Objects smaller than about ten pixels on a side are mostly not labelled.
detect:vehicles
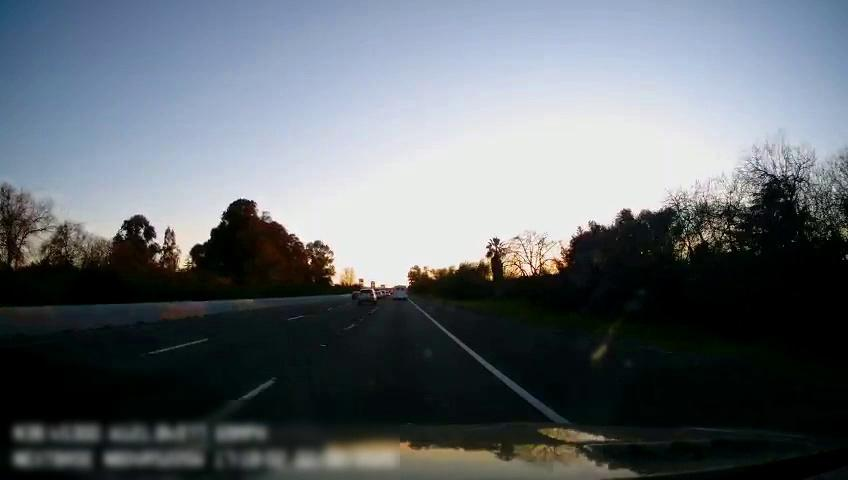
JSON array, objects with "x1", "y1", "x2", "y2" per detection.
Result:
[
  {"x1": 351, "y1": 290, "x2": 362, "y2": 300},
  {"x1": 393, "y1": 285, "x2": 409, "y2": 301},
  {"x1": 357, "y1": 288, "x2": 377, "y2": 305}
]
